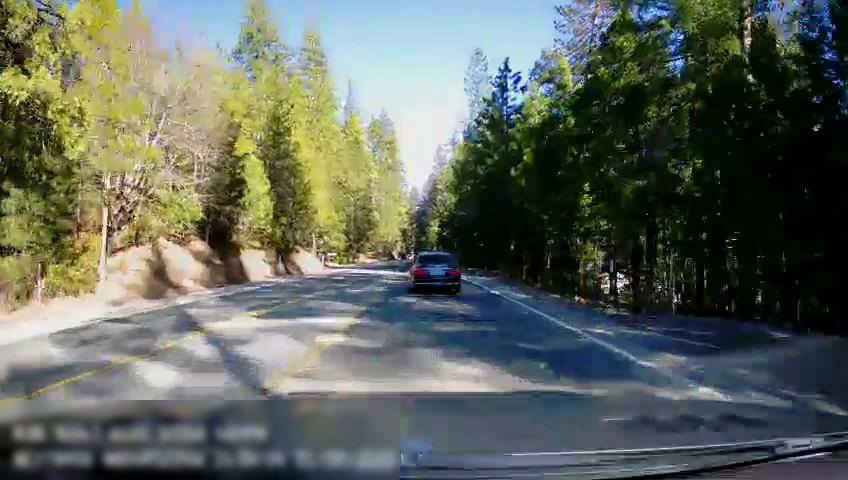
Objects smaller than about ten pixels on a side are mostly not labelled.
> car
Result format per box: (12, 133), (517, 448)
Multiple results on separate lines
(408, 251), (462, 292)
